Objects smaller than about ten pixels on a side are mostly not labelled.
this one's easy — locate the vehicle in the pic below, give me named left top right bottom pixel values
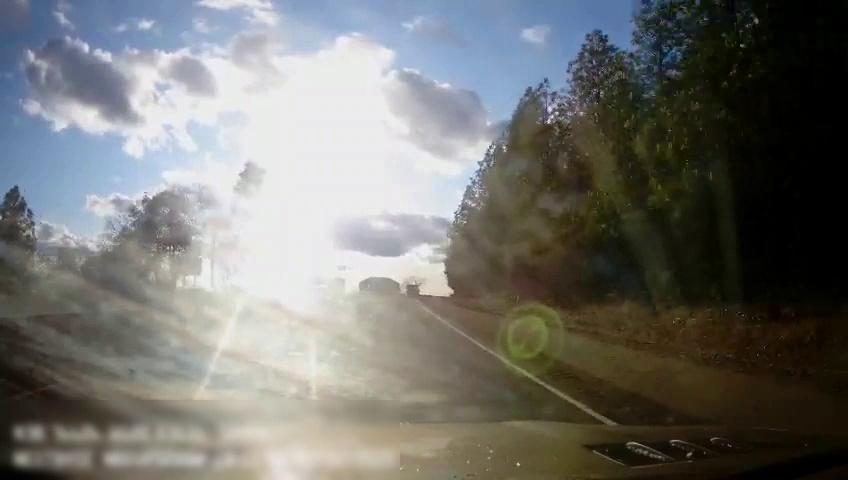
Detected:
left=406, top=284, right=421, bottom=299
